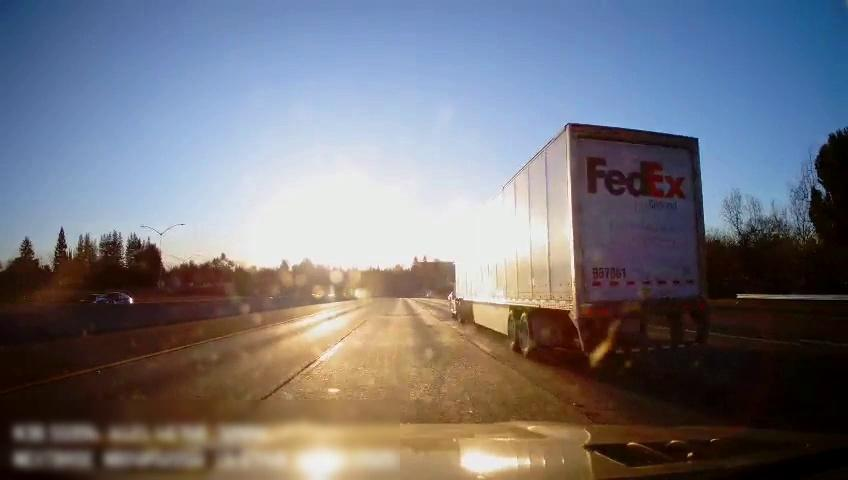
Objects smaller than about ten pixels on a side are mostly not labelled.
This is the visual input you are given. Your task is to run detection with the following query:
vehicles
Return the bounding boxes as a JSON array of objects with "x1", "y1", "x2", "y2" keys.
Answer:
[
  {"x1": 454, "y1": 122, "x2": 712, "y2": 363},
  {"x1": 96, "y1": 291, "x2": 134, "y2": 304},
  {"x1": 80, "y1": 293, "x2": 104, "y2": 304}
]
